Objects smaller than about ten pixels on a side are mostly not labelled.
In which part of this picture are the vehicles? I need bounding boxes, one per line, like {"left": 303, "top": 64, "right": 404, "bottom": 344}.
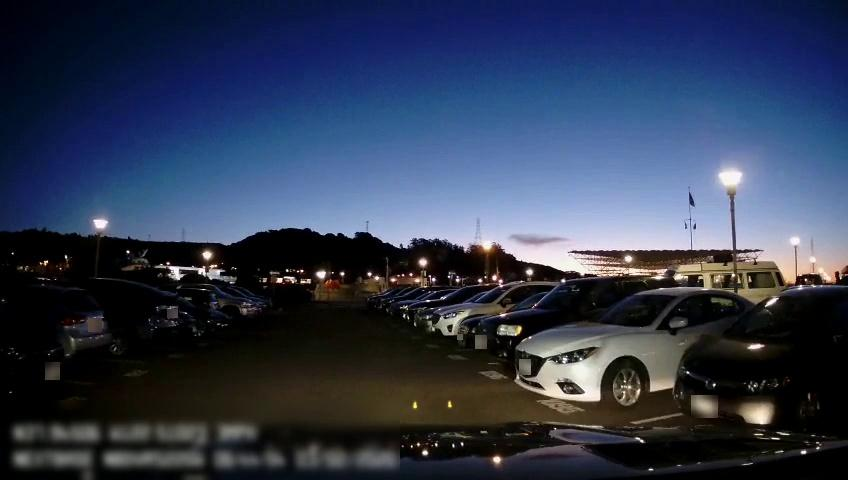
{"left": 457, "top": 291, "right": 548, "bottom": 343}
{"left": 475, "top": 275, "right": 653, "bottom": 361}
{"left": 426, "top": 281, "right": 561, "bottom": 338}
{"left": 211, "top": 283, "right": 265, "bottom": 315}
{"left": 413, "top": 291, "right": 488, "bottom": 327}
{"left": 146, "top": 288, "right": 232, "bottom": 339}
{"left": 0, "top": 284, "right": 114, "bottom": 369}
{"left": 661, "top": 260, "right": 791, "bottom": 304}
{"left": 672, "top": 285, "right": 848, "bottom": 435}
{"left": 45, "top": 277, "right": 182, "bottom": 361}
{"left": 795, "top": 272, "right": 824, "bottom": 288}
{"left": 0, "top": 319, "right": 66, "bottom": 397}
{"left": 160, "top": 285, "right": 219, "bottom": 315}
{"left": 512, "top": 286, "right": 757, "bottom": 412}
{"left": 230, "top": 284, "right": 272, "bottom": 312}
{"left": 396, "top": 284, "right": 498, "bottom": 324}
{"left": 173, "top": 283, "right": 254, "bottom": 321}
